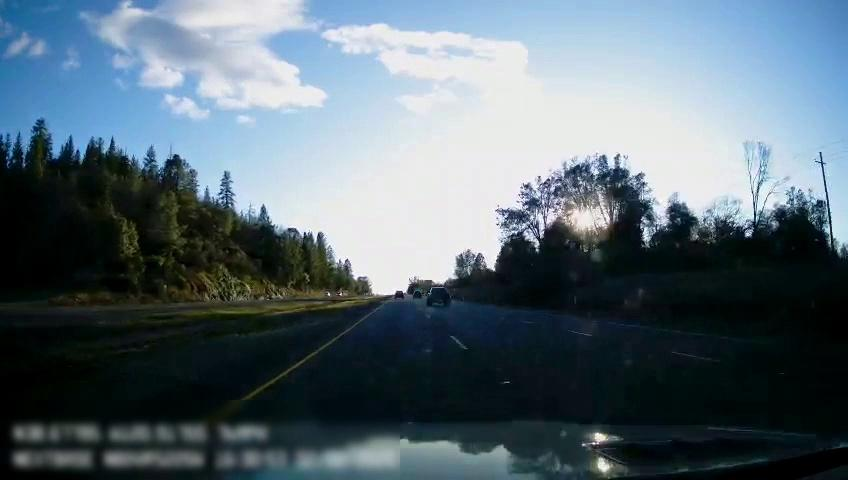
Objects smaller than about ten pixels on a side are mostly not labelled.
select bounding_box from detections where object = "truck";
[426,288,450,306]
